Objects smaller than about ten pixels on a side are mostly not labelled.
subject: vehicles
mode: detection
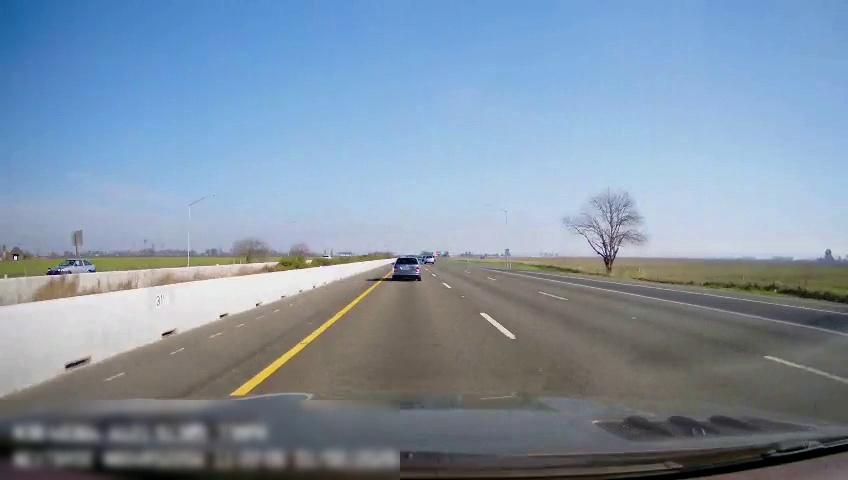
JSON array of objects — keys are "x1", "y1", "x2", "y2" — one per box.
[
  {"x1": 423, "y1": 255, "x2": 435, "y2": 265},
  {"x1": 45, "y1": 257, "x2": 97, "y2": 276},
  {"x1": 319, "y1": 254, "x2": 333, "y2": 260},
  {"x1": 391, "y1": 258, "x2": 423, "y2": 282}
]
